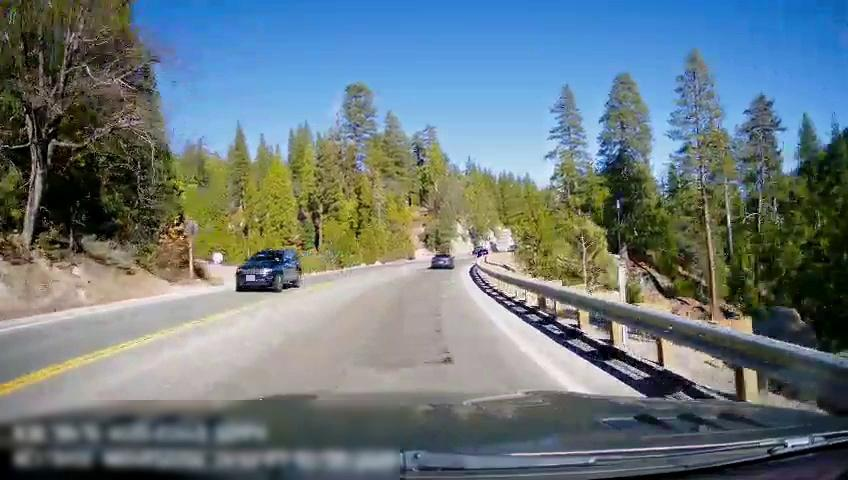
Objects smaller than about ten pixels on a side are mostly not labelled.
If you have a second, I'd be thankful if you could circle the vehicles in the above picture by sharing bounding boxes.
[477,248,489,259]
[235,248,304,293]
[432,252,454,270]
[472,246,485,256]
